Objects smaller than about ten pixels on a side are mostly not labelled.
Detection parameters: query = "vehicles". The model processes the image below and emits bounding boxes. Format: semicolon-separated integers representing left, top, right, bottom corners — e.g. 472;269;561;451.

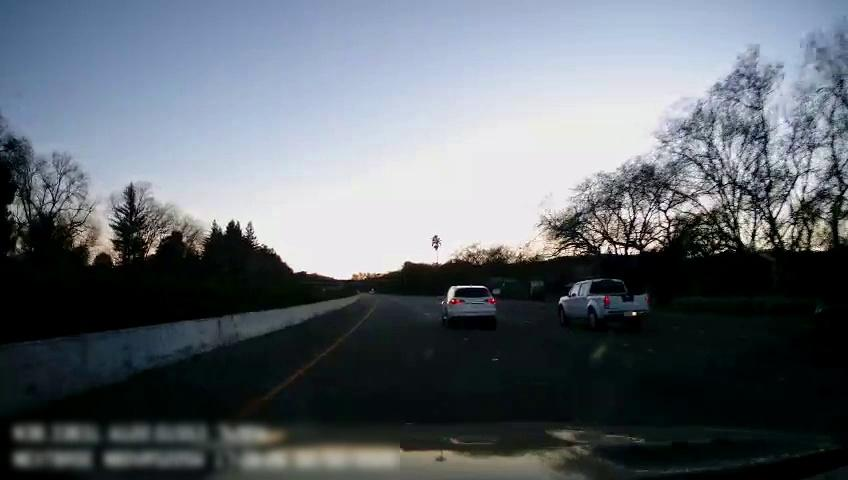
814;289;848;345
557;278;650;334
440;286;497;329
